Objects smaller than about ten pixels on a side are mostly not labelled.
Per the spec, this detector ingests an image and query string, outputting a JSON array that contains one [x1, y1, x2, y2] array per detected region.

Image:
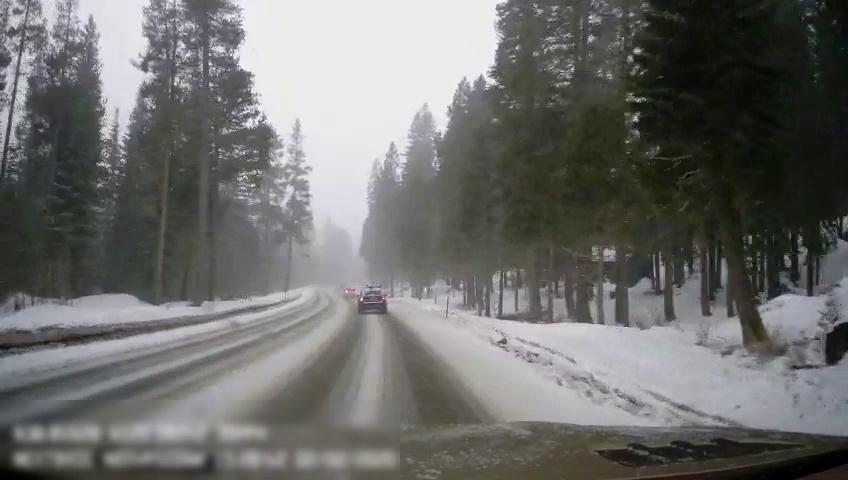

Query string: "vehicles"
[[356, 285, 388, 314], [343, 287, 358, 297]]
